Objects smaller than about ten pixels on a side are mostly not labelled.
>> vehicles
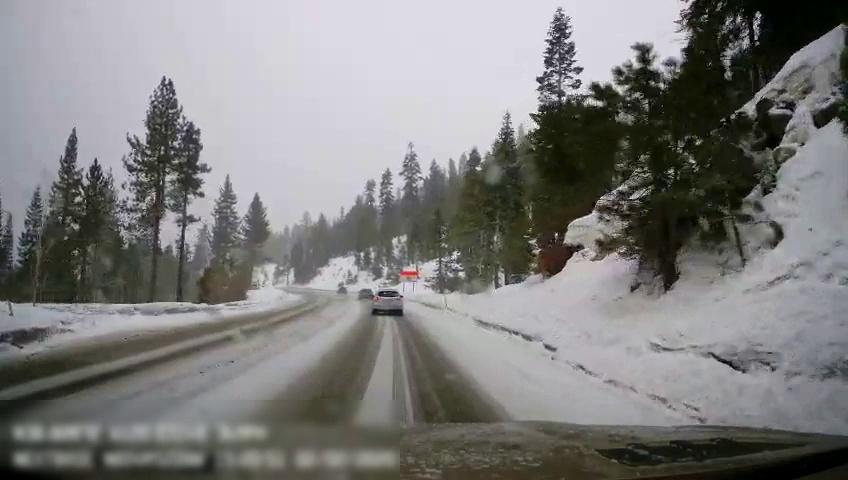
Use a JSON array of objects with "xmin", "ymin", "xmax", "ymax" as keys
[
  {"xmin": 357, "ymin": 288, "xmax": 373, "ymax": 300},
  {"xmin": 371, "ymin": 289, "xmax": 404, "ymax": 317},
  {"xmin": 336, "ymin": 286, "xmax": 348, "ymax": 295}
]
